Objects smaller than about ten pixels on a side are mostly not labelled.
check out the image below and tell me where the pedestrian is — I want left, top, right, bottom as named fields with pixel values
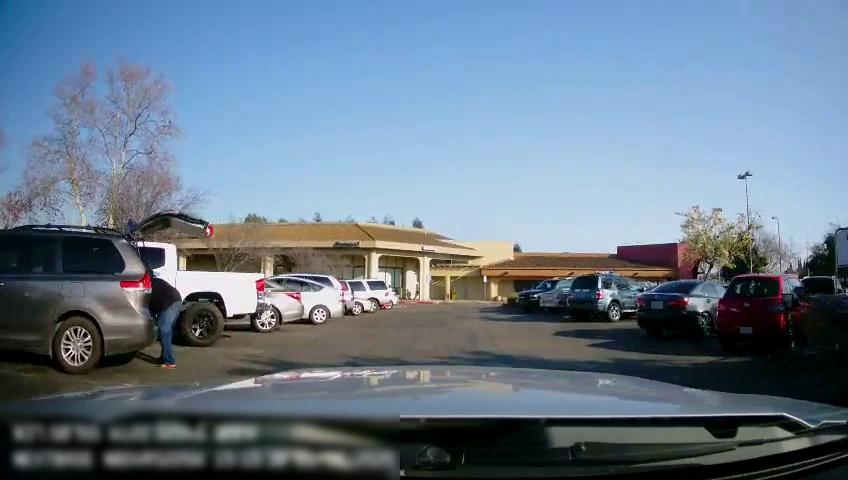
left=147, top=277, right=183, bottom=368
